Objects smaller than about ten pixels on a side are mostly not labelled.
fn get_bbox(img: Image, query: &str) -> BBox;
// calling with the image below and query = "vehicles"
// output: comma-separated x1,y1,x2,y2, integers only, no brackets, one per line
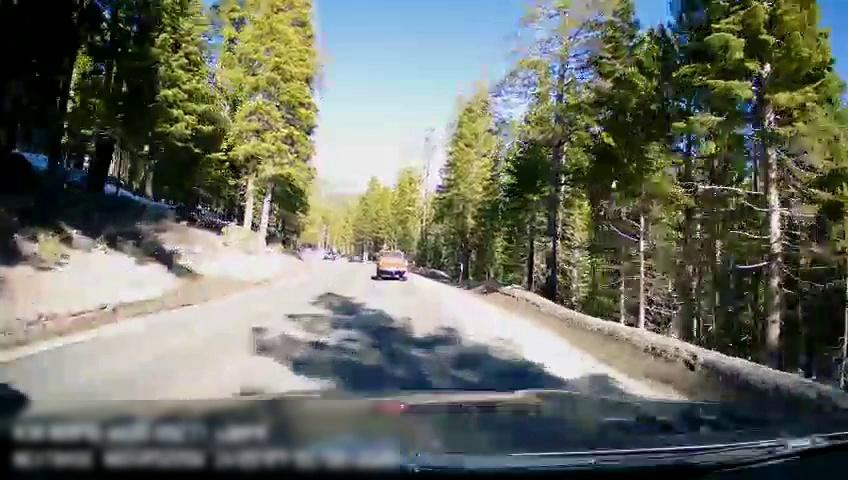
375,249,409,282
347,252,364,263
